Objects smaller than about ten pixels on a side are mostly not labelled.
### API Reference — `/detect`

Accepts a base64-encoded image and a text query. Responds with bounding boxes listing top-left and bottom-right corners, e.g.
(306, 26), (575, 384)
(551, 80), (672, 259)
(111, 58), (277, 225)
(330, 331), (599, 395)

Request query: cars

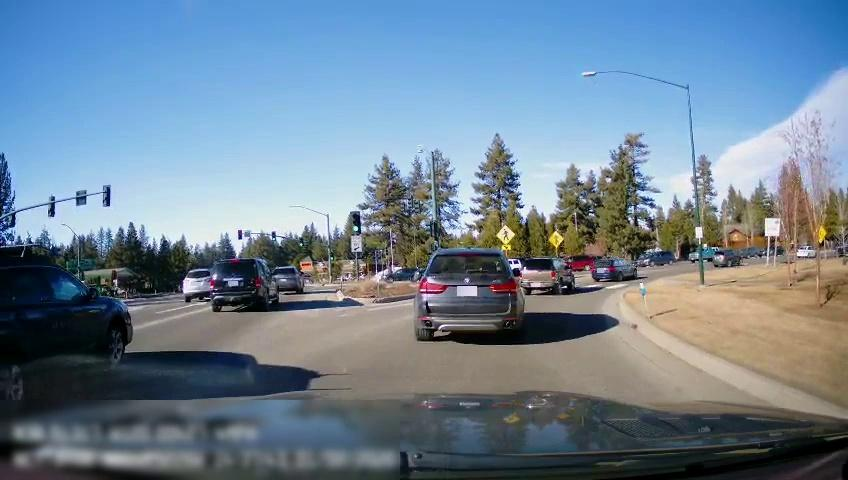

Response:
(592, 256), (639, 284)
(797, 244), (819, 259)
(271, 265), (303, 296)
(559, 254), (598, 273)
(711, 250), (744, 267)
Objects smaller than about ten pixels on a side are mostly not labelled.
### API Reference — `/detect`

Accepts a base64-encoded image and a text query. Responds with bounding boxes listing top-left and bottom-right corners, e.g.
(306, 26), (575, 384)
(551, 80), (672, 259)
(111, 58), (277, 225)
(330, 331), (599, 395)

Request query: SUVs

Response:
(640, 249), (674, 267)
(415, 249), (526, 346)
(520, 256), (575, 296)
(182, 268), (212, 304)
(505, 257), (526, 269)
(688, 246), (720, 262)
(209, 258), (279, 314)
(0, 244), (134, 369)
(386, 267), (417, 282)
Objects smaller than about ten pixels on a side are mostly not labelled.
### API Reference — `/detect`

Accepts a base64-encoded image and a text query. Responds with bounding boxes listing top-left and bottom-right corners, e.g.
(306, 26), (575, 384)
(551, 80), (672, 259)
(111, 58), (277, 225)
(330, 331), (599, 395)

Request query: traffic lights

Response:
(351, 211), (362, 233)
(8, 209), (16, 229)
(100, 183), (112, 208)
(47, 193), (56, 218)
